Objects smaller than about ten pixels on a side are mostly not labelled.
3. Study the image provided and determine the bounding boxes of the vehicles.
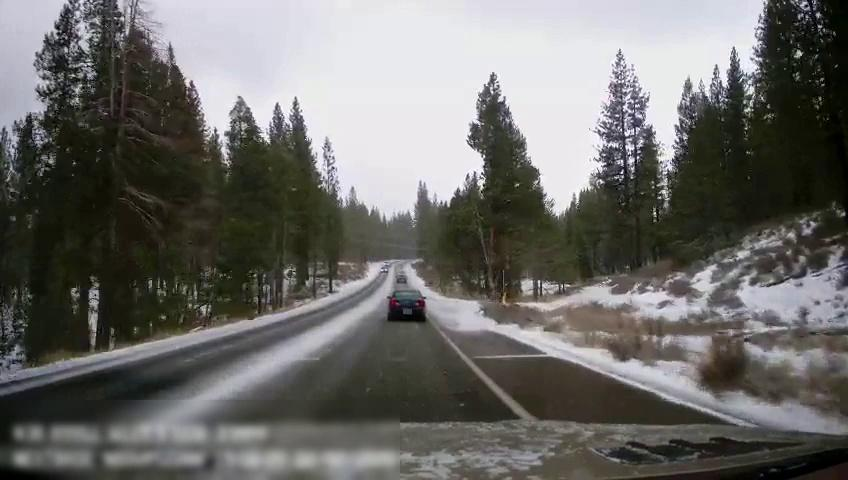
[385,287,428,321]
[395,272,409,285]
